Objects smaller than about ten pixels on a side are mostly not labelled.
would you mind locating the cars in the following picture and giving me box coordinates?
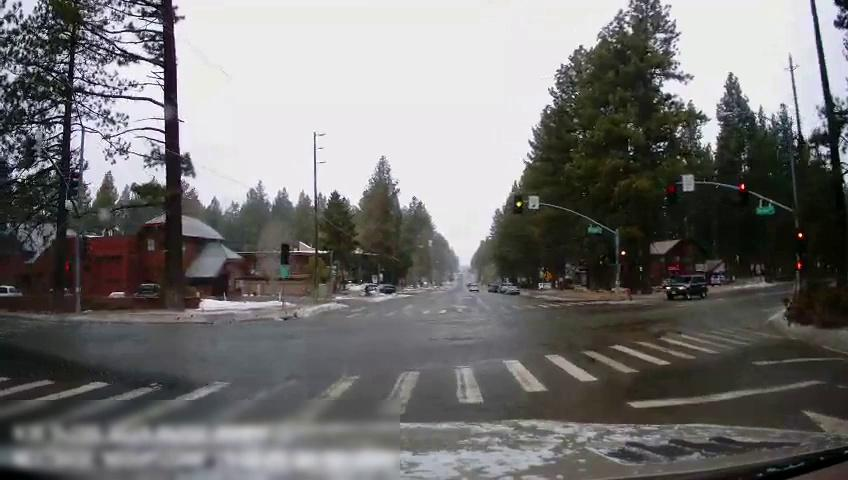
[508,285,520,296]
[499,284,510,295]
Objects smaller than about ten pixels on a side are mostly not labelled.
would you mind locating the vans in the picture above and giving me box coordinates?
[468,282,483,295]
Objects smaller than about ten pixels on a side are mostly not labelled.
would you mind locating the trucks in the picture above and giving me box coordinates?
[106,292,126,299]
[0,286,28,298]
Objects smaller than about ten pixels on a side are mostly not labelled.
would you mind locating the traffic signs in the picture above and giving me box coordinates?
[541,270,551,283]
[754,206,775,217]
[526,196,539,210]
[280,261,290,281]
[682,174,695,190]
[588,226,602,235]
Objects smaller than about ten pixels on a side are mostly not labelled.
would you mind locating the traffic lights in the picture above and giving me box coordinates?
[794,231,805,271]
[280,242,290,263]
[513,195,525,214]
[68,171,80,198]
[22,134,37,170]
[735,180,747,204]
[620,246,627,260]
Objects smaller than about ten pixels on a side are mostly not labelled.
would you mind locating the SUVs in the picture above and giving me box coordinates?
[665,273,710,303]
[137,283,161,296]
